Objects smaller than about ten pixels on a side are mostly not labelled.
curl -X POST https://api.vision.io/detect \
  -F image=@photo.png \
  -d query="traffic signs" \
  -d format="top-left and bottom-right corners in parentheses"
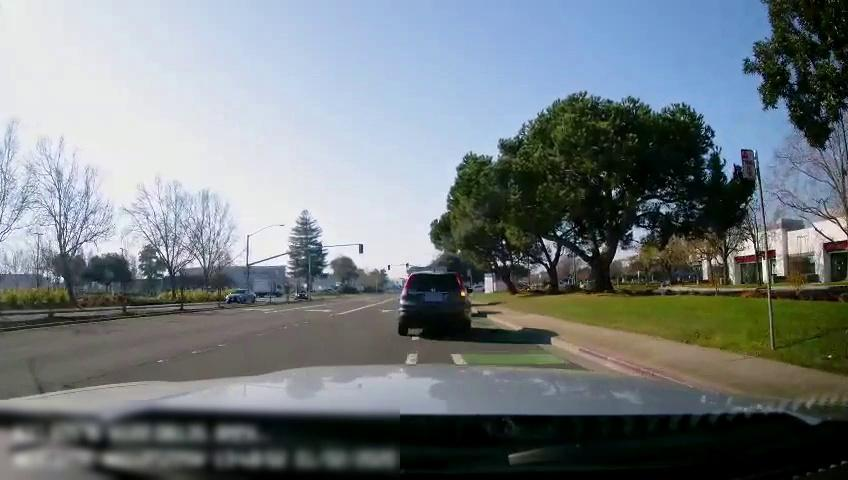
top-left (740, 148), bottom-right (756, 179)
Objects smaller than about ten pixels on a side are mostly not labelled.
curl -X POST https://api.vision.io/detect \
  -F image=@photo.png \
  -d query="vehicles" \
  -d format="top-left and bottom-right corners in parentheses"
top-left (397, 271), bottom-right (474, 336)
top-left (294, 290), bottom-right (308, 300)
top-left (226, 288), bottom-right (256, 304)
